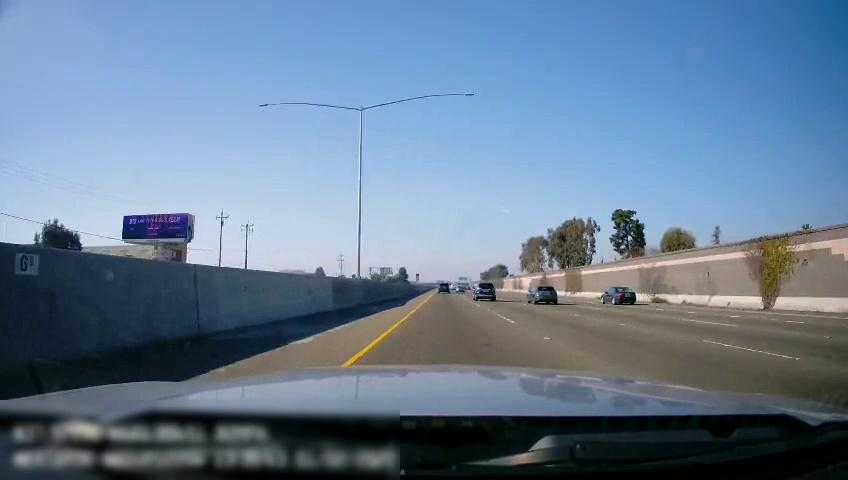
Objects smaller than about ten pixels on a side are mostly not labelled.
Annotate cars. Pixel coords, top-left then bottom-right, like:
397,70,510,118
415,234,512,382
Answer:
600,286,637,305
526,285,559,305
455,284,466,294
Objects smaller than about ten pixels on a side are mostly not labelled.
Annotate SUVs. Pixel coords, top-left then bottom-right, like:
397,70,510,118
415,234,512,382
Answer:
471,282,496,301
437,281,450,294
